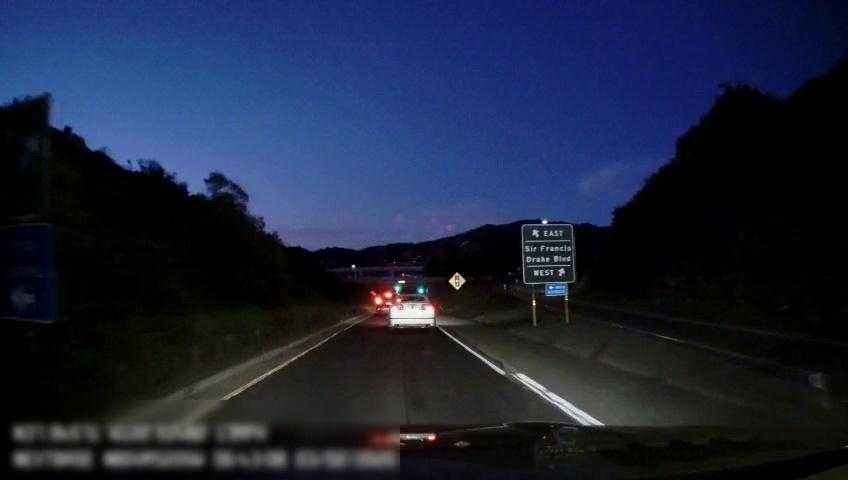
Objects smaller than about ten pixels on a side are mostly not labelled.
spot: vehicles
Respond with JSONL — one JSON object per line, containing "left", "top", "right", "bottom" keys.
{"left": 389, "top": 293, "right": 437, "bottom": 332}
{"left": 374, "top": 290, "right": 397, "bottom": 315}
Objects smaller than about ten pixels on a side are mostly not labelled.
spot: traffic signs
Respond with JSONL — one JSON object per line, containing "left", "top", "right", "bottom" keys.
{"left": 0, "top": 90, "right": 48, "bottom": 225}
{"left": 448, "top": 272, "right": 466, "bottom": 291}
{"left": 0, "top": 224, "right": 56, "bottom": 325}
{"left": 520, "top": 224, "right": 575, "bottom": 285}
